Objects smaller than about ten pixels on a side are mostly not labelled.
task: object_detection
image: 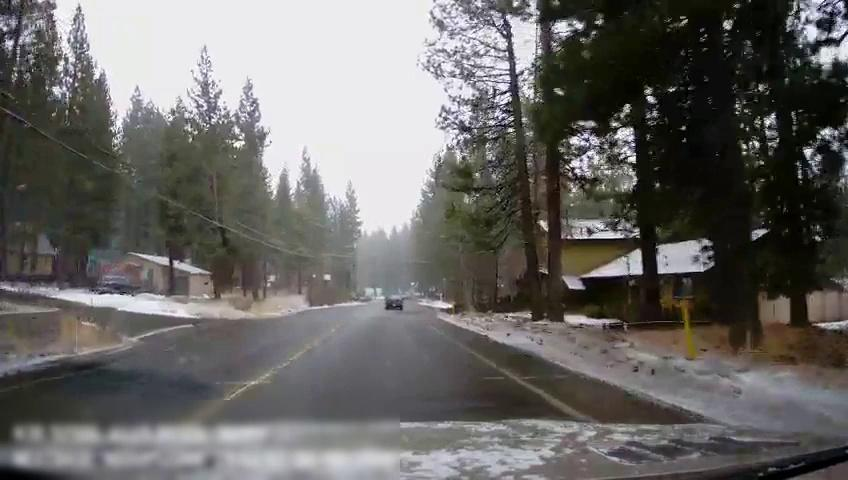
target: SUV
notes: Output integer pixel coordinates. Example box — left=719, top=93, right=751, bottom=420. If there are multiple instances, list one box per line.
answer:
left=383, top=293, right=405, bottom=311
